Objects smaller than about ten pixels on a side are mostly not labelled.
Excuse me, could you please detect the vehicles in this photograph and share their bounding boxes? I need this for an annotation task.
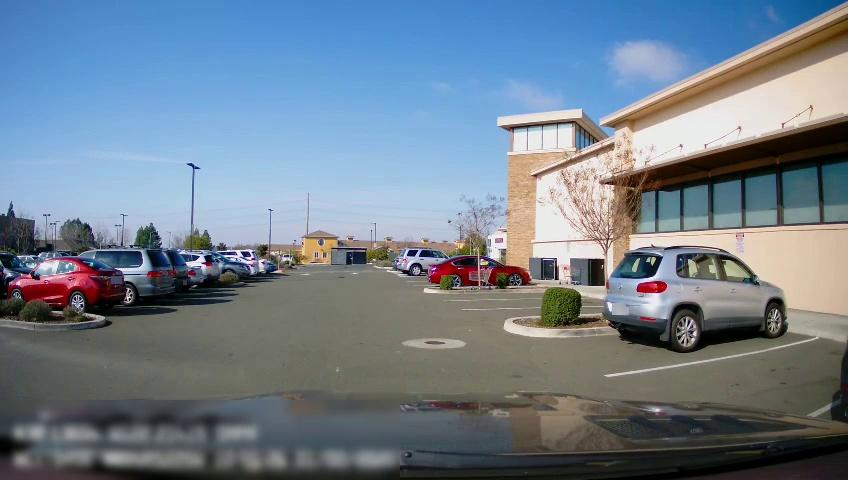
[187,265,205,287]
[603,244,789,353]
[180,252,222,281]
[0,251,35,296]
[393,247,450,276]
[258,258,269,277]
[223,254,258,277]
[216,249,261,272]
[7,255,126,314]
[208,251,252,279]
[428,255,531,288]
[165,249,192,291]
[266,261,278,274]
[78,247,177,306]
[280,253,294,265]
